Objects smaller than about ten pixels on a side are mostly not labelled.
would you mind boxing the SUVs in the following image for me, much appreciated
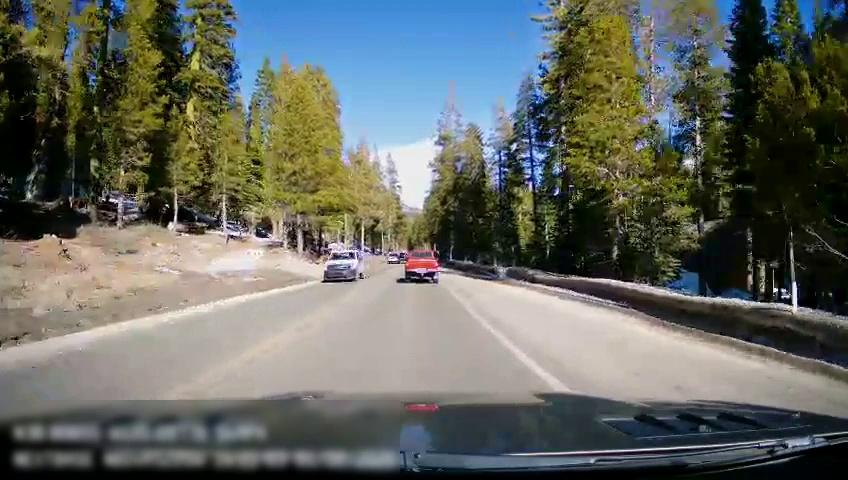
[387,253,401,265]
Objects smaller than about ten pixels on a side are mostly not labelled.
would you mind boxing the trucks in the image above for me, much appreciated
[323,249,367,283]
[404,250,440,283]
